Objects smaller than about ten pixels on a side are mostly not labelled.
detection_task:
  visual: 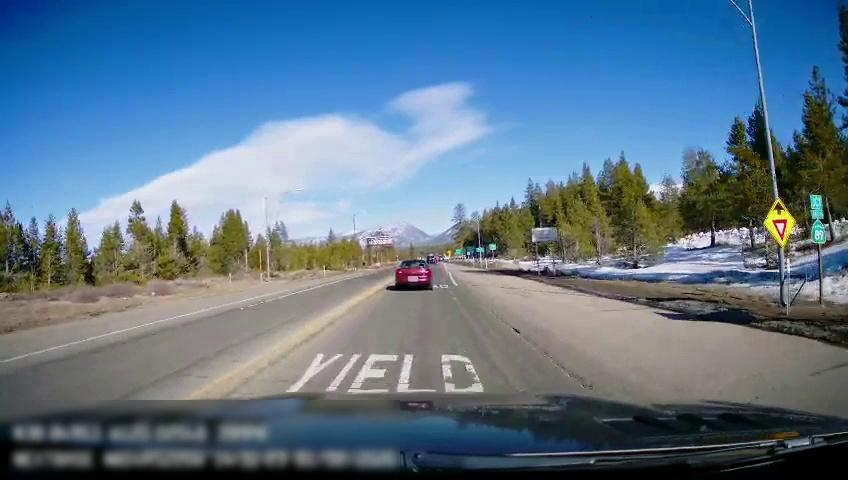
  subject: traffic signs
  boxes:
[812,222,826,243]
[455,249,466,255]
[474,248,485,253]
[810,195,824,218]
[531,227,561,242]
[763,197,796,248]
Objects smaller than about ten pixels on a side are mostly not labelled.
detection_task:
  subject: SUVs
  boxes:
[426,254,437,264]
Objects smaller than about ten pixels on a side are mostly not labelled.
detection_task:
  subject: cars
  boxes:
[394,260,433,290]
